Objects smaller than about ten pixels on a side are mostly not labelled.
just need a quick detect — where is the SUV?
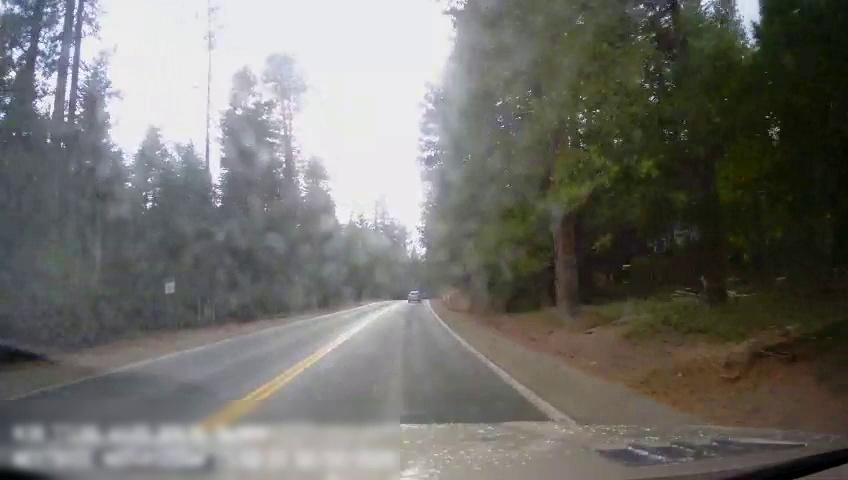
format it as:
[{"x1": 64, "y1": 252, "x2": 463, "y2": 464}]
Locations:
[{"x1": 407, "y1": 290, "x2": 422, "y2": 304}]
